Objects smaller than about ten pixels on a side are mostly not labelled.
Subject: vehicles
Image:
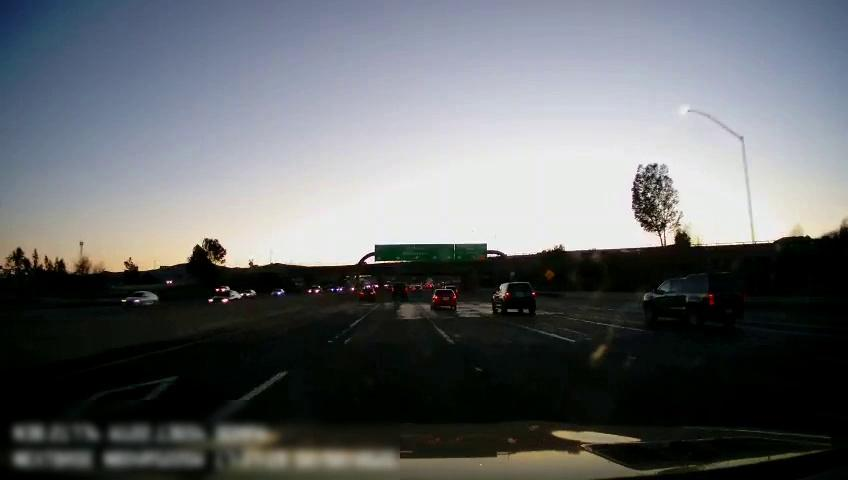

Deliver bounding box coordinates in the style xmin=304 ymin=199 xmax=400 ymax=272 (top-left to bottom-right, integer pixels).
xmin=391 ymin=282 xmax=408 ymax=298
xmin=241 ymin=289 xmax=257 ymax=297
xmin=308 ymin=285 xmax=324 ymax=294
xmin=641 ymin=272 xmax=747 ymax=330
xmin=411 ymin=284 xmax=423 ymax=295
xmin=120 ymin=290 xmax=159 ymax=306
xmin=215 ymin=285 xmax=231 ymax=293
xmin=358 ymin=287 xmax=376 ymax=303
xmin=223 ymin=289 xmax=242 ymax=300
xmin=207 ymin=294 xmax=230 ymax=305
xmin=271 ymin=288 xmax=285 ymax=296
xmin=491 ymin=282 xmax=536 ymax=315
xmin=430 ymin=288 xmax=457 ymax=310
xmin=444 ymin=285 xmax=460 ymax=299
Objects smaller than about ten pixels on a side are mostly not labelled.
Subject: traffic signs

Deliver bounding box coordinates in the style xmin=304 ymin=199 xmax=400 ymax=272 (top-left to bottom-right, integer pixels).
xmin=454 ymin=242 xmax=487 ymax=263
xmin=374 ymin=243 xmax=455 ymax=265
xmin=543 ymin=269 xmax=555 ymax=280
